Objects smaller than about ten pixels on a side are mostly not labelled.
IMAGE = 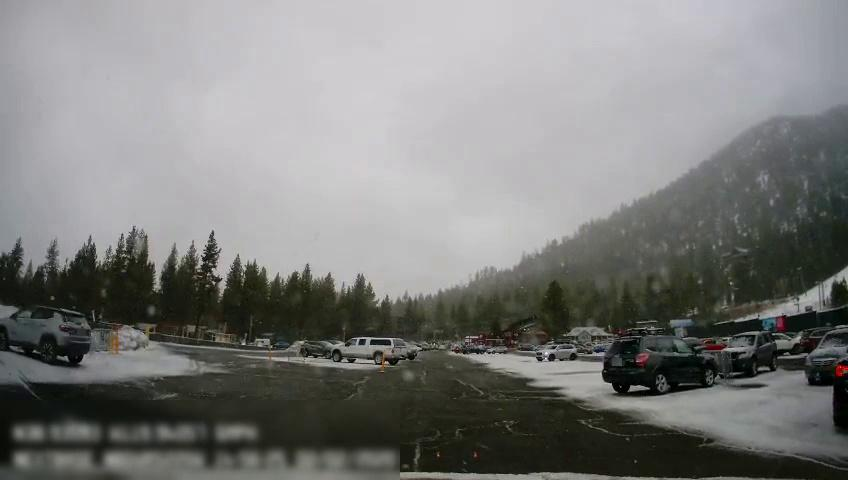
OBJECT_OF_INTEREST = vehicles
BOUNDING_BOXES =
[485,345,508,354]
[535,344,577,362]
[701,337,730,350]
[832,355,848,430]
[408,347,417,361]
[601,336,719,396]
[299,342,332,358]
[462,344,485,355]
[0,305,93,366]
[800,327,834,354]
[719,333,779,377]
[772,332,801,357]
[683,336,705,351]
[805,327,848,387]
[332,337,409,366]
